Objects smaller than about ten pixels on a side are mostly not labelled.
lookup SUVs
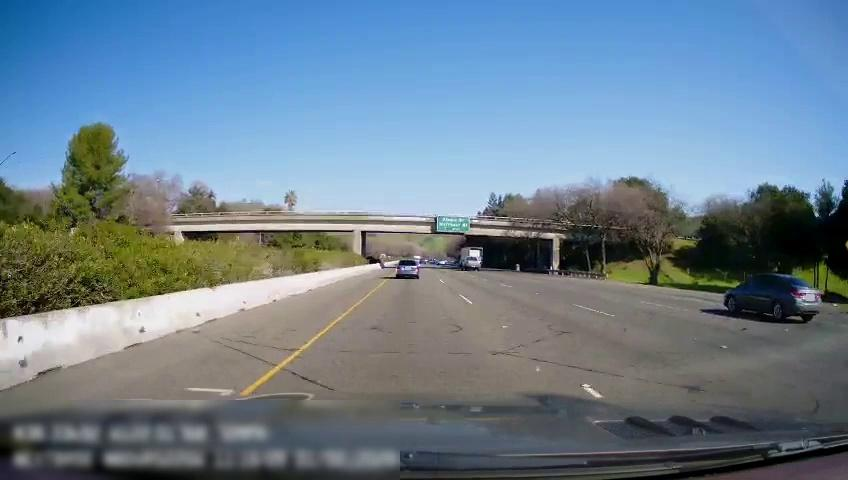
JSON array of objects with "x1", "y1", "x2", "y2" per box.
[{"x1": 394, "y1": 258, "x2": 420, "y2": 279}]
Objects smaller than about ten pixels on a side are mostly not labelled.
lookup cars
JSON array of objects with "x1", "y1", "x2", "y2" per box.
[{"x1": 722, "y1": 273, "x2": 823, "y2": 324}]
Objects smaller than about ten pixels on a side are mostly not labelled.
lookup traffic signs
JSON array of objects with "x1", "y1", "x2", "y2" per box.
[{"x1": 436, "y1": 214, "x2": 471, "y2": 233}]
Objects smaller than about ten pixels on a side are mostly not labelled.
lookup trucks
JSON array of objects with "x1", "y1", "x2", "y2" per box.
[
  {"x1": 459, "y1": 246, "x2": 483, "y2": 268},
  {"x1": 459, "y1": 255, "x2": 481, "y2": 272}
]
